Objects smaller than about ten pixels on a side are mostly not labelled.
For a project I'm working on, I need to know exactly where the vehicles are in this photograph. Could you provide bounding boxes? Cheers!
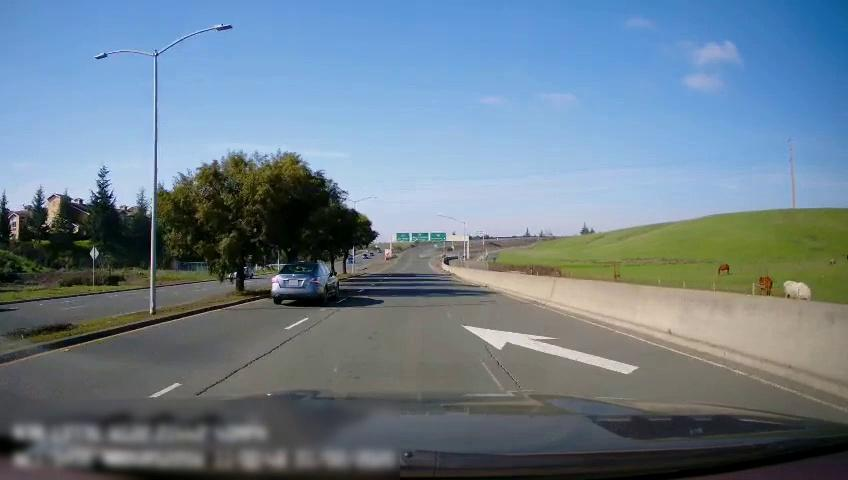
[228,266,255,280]
[270,260,340,305]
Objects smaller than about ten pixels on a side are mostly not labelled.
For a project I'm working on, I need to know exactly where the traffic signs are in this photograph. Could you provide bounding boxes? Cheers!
[395,232,410,242]
[411,232,429,242]
[384,249,392,259]
[429,231,448,242]
[88,245,101,261]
